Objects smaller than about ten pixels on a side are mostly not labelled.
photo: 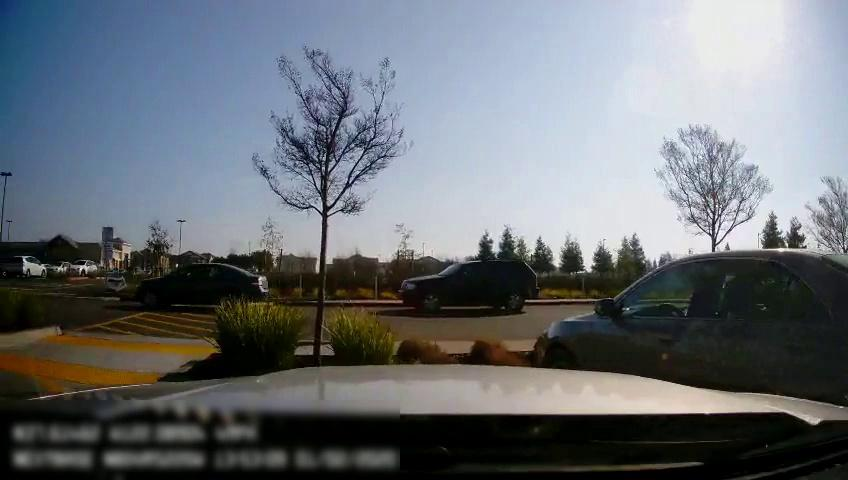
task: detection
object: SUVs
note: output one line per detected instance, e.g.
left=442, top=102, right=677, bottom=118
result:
left=399, top=258, right=538, bottom=316
left=68, top=259, right=98, bottom=278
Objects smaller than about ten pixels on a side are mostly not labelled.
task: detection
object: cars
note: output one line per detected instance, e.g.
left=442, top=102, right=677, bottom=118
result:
left=5, top=255, right=48, bottom=281
left=132, top=261, right=271, bottom=311
left=535, top=247, right=848, bottom=408
left=47, top=260, right=71, bottom=273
